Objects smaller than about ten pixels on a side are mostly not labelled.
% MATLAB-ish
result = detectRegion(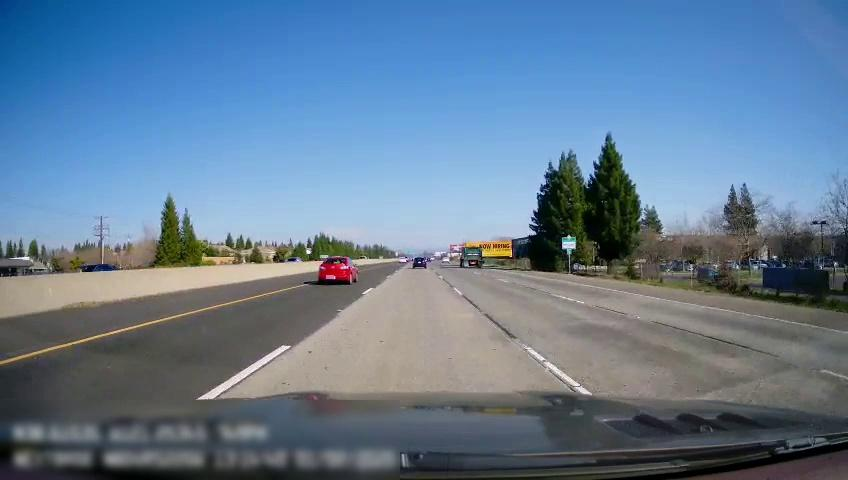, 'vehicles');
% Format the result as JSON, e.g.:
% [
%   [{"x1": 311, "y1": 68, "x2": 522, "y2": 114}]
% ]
[
  {"x1": 285, "y1": 256, "x2": 303, "y2": 263},
  {"x1": 459, "y1": 246, "x2": 486, "y2": 269},
  {"x1": 81, "y1": 263, "x2": 123, "y2": 273},
  {"x1": 318, "y1": 256, "x2": 359, "y2": 285},
  {"x1": 411, "y1": 257, "x2": 427, "y2": 270}
]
